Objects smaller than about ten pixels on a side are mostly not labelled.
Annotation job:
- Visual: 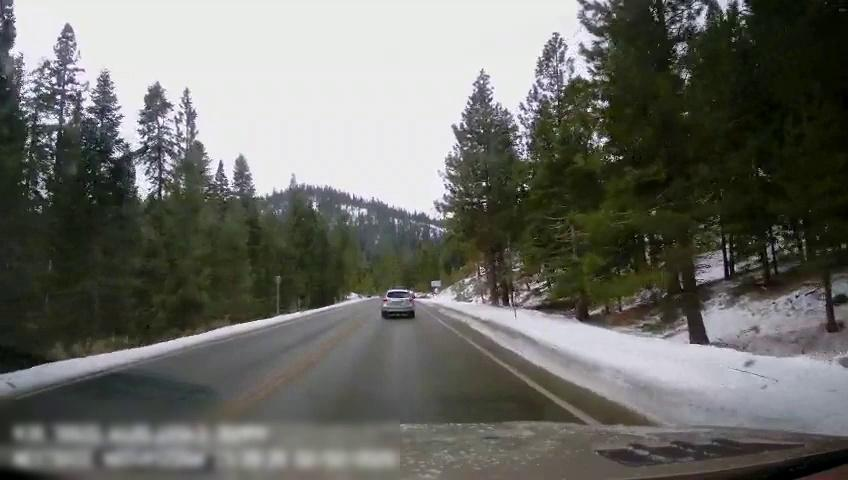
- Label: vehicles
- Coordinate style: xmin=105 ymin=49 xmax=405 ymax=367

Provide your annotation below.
xmin=382 ymin=290 xmax=415 ymax=318
xmin=390 ymin=287 xmax=407 ymax=291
